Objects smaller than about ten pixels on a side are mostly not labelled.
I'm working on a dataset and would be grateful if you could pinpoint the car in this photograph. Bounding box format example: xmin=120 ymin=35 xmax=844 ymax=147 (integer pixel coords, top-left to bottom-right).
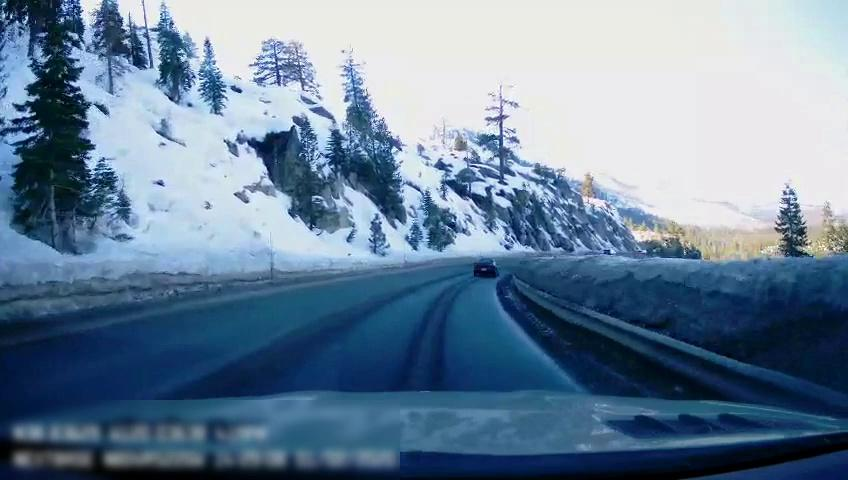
xmin=473 ymin=258 xmax=499 ymax=278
